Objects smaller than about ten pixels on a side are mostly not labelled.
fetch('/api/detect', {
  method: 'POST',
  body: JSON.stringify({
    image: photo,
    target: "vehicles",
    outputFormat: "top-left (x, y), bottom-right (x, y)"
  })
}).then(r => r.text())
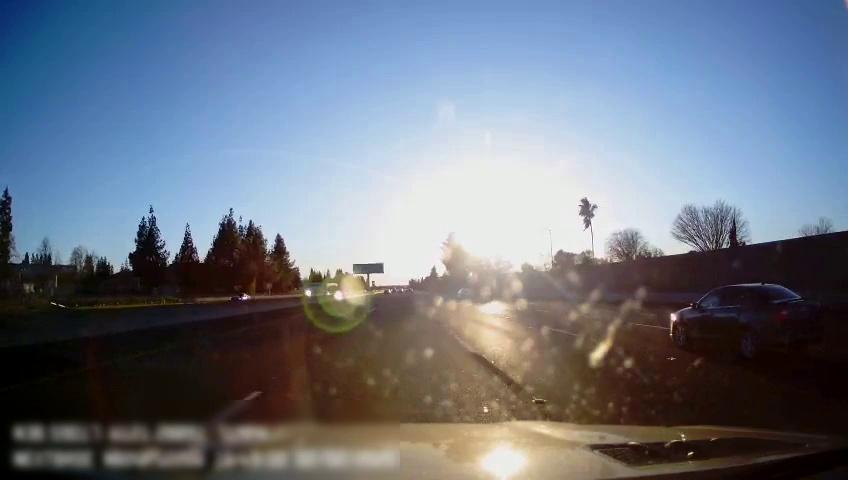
top-left (670, 283), bottom-right (823, 364)
top-left (230, 292), bottom-right (253, 302)
top-left (457, 290), bottom-right (472, 301)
